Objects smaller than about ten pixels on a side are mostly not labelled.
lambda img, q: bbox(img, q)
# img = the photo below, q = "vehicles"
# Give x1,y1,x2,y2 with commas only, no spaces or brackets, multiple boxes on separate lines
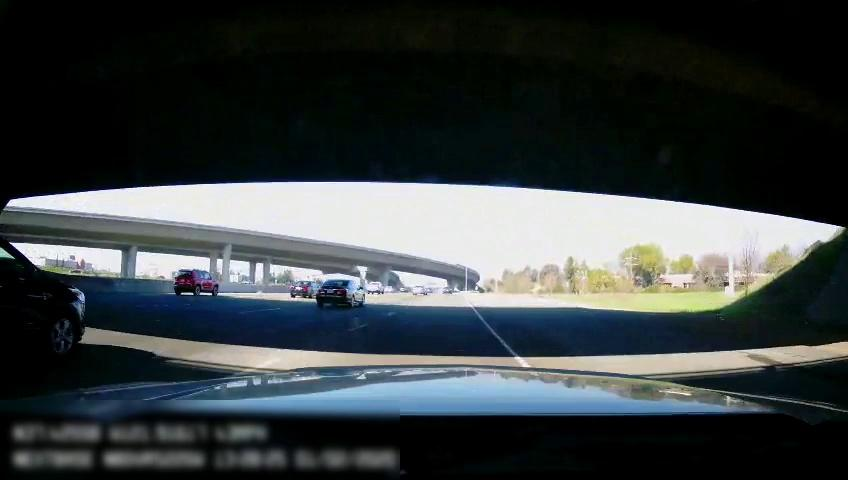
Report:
366,281,385,295
414,285,428,296
172,268,220,298
441,285,453,295
316,278,367,309
288,278,327,300
0,236,86,367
